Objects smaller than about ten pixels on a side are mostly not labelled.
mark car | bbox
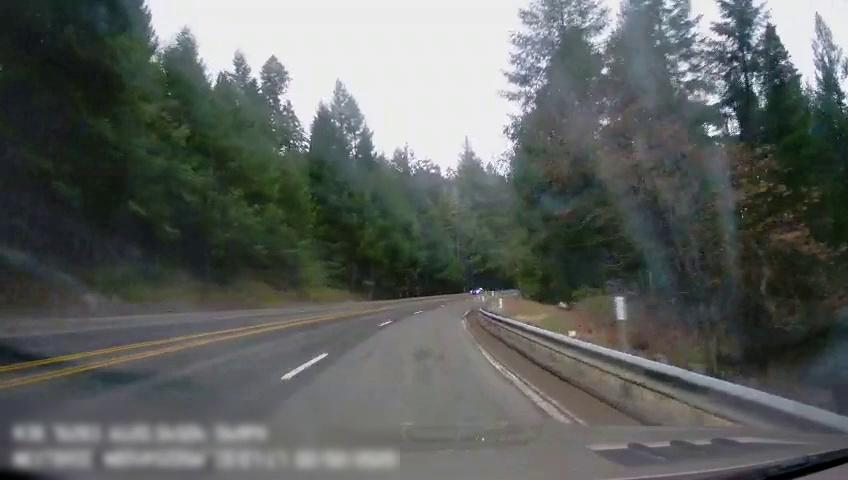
[469,287,485,296]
